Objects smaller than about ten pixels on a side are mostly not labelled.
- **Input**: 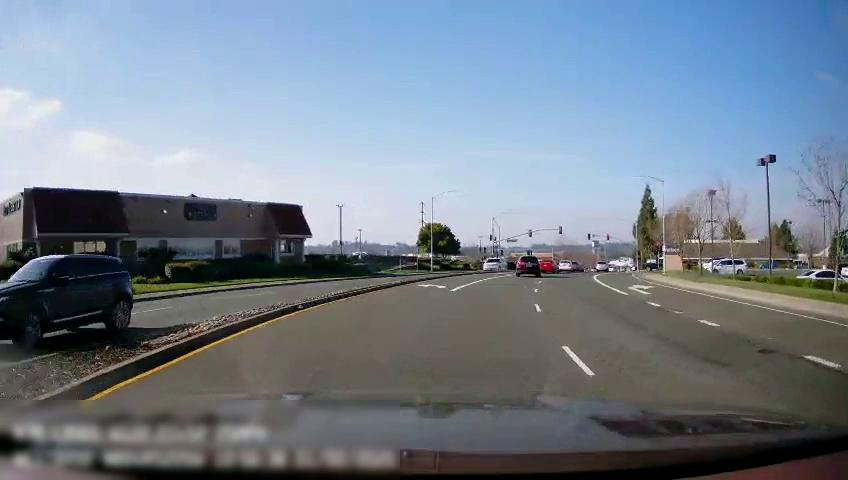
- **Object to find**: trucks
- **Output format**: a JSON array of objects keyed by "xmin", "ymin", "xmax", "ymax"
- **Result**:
[{"xmin": 643, "ymin": 256, "xmax": 662, "ymax": 273}]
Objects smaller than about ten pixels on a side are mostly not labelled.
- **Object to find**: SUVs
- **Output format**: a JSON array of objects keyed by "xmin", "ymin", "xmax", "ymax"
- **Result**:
[
  {"xmin": 516, "ymin": 255, "xmax": 541, "ymax": 278},
  {"xmin": 482, "ymin": 257, "xmax": 508, "ymax": 274},
  {"xmin": 0, "ymin": 253, "xmax": 134, "ymax": 352},
  {"xmin": 595, "ymin": 260, "xmax": 610, "ymax": 275}
]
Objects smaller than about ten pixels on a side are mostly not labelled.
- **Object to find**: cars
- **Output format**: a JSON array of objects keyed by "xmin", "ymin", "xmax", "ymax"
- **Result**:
[
  {"xmin": 540, "ymin": 261, "xmax": 554, "ymax": 274},
  {"xmin": 558, "ymin": 259, "xmax": 580, "ymax": 273}
]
